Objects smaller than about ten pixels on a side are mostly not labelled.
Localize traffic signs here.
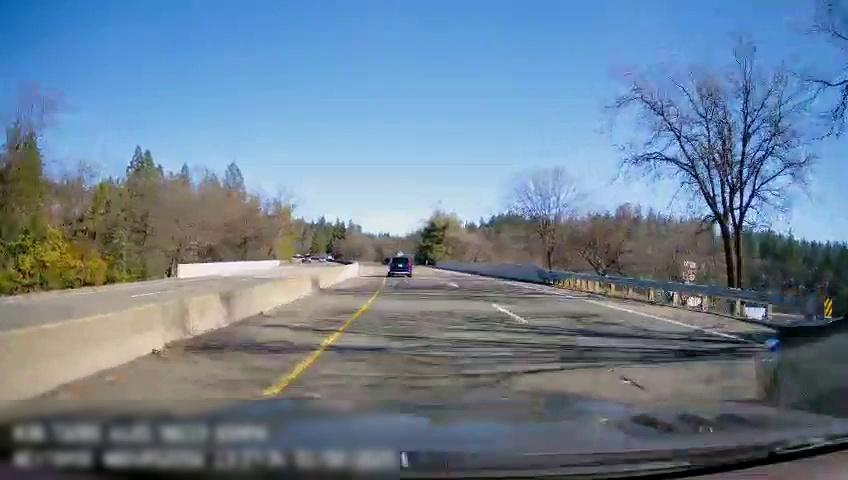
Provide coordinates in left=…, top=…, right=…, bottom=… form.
left=823, top=296, right=833, bottom=319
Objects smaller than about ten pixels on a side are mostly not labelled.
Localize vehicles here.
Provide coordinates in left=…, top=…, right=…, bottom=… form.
left=386, top=255, right=413, bottom=278
left=753, top=315, right=848, bottom=416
